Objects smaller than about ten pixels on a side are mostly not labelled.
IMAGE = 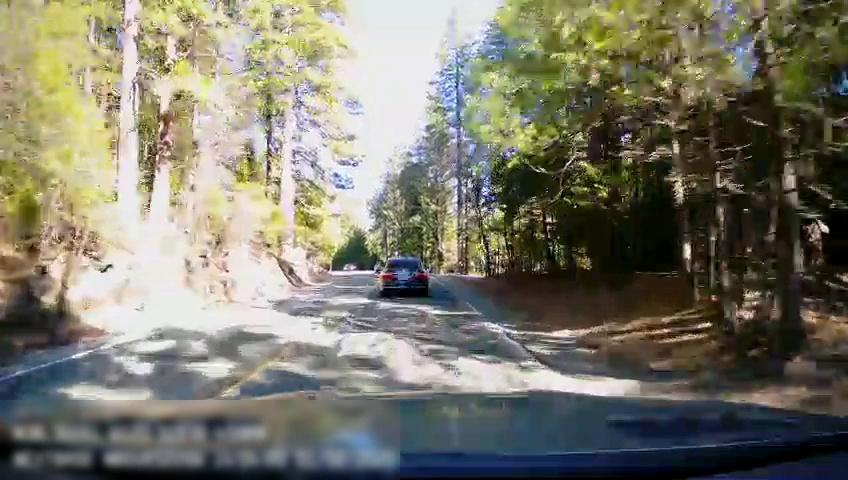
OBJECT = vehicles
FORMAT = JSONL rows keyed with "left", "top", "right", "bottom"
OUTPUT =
{"left": 343, "top": 263, "right": 357, "bottom": 272}
{"left": 379, "top": 256, "right": 429, "bottom": 294}
{"left": 373, "top": 262, "right": 386, "bottom": 273}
